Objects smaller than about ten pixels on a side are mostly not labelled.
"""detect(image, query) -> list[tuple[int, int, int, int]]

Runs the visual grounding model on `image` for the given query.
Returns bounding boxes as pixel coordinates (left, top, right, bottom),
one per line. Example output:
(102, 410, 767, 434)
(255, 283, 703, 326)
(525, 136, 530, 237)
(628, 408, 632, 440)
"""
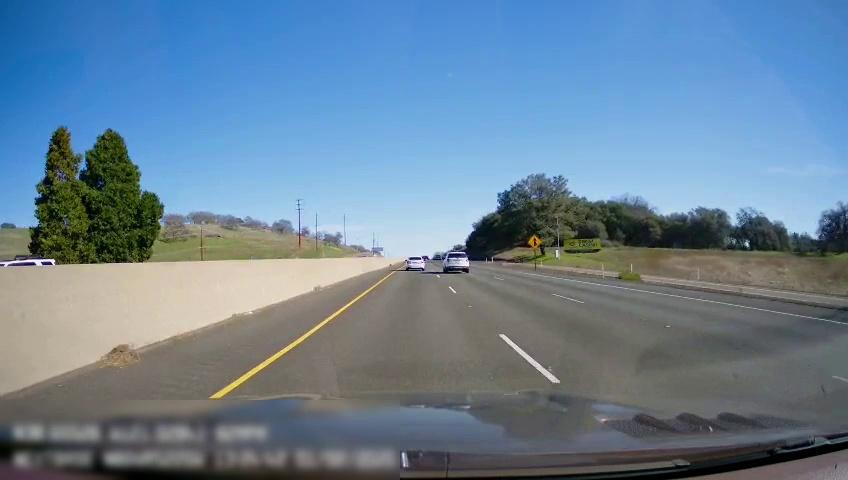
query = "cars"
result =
(406, 258, 425, 272)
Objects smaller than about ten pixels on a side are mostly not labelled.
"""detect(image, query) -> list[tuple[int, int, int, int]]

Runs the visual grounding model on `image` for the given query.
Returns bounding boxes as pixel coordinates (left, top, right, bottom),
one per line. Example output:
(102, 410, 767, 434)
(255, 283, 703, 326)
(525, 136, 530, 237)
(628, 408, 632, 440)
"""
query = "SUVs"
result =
(442, 252, 470, 274)
(0, 258, 57, 268)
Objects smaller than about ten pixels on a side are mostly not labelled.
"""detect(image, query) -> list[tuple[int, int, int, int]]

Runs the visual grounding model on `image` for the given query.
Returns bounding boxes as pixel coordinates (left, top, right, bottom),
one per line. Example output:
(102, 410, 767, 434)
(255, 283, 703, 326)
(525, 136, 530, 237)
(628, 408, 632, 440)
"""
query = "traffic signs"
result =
(528, 234, 543, 250)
